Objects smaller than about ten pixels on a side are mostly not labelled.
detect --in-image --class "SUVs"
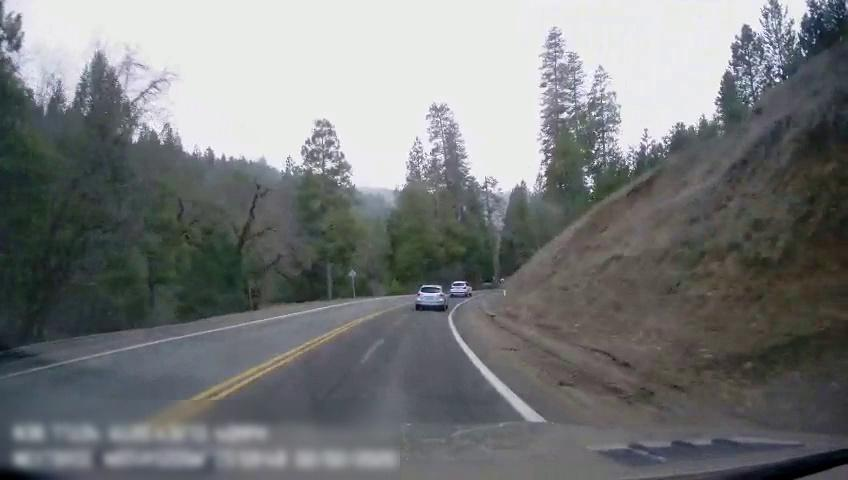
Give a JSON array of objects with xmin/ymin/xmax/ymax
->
[
  {"xmin": 416, "ymin": 285, "xmax": 448, "ymax": 311},
  {"xmin": 450, "ymin": 281, "xmax": 472, "ymax": 297}
]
